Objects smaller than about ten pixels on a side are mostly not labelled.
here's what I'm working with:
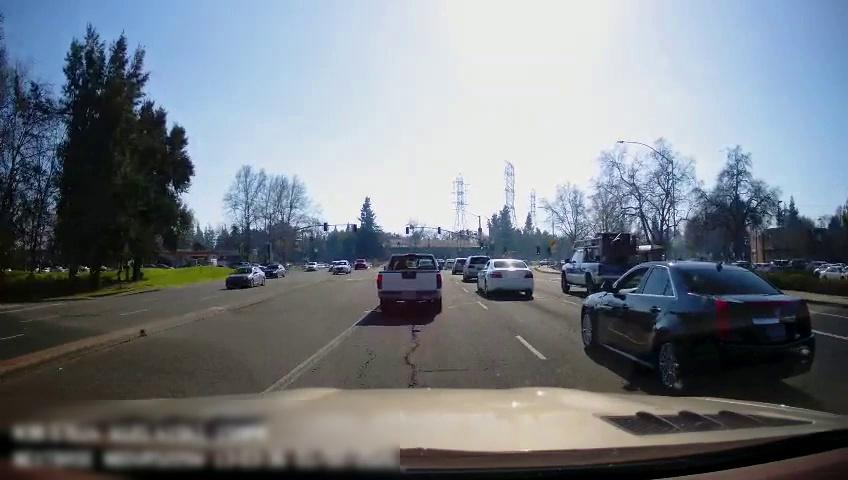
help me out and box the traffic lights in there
[323,221,328,232]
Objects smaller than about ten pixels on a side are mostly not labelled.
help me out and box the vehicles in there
[333,260,352,276]
[353,258,369,270]
[327,261,336,272]
[452,259,467,276]
[578,260,818,395]
[224,264,266,291]
[303,261,319,272]
[462,254,491,282]
[560,230,651,295]
[377,252,443,314]
[477,258,536,298]
[435,258,446,271]
[445,258,456,272]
